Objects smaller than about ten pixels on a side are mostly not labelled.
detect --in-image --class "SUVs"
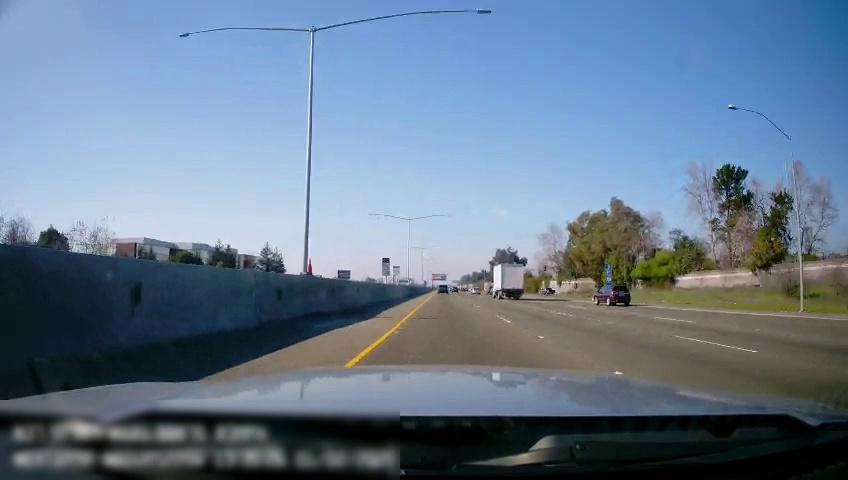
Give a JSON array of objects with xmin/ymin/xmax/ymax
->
[
  {"xmin": 593, "ymin": 286, "xmax": 631, "ymax": 306},
  {"xmin": 437, "ymin": 284, "xmax": 449, "ymax": 294}
]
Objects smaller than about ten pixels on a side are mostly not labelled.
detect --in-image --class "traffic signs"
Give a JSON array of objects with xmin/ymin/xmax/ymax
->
[
  {"xmin": 381, "ymin": 257, "xmax": 391, "ymax": 276},
  {"xmin": 433, "ymin": 272, "xmax": 448, "ymax": 279}
]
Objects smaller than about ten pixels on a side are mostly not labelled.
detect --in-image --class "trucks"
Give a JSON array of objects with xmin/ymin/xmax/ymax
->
[
  {"xmin": 493, "ymin": 264, "xmax": 524, "ymax": 299},
  {"xmin": 540, "ymin": 287, "xmax": 556, "ymax": 296}
]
